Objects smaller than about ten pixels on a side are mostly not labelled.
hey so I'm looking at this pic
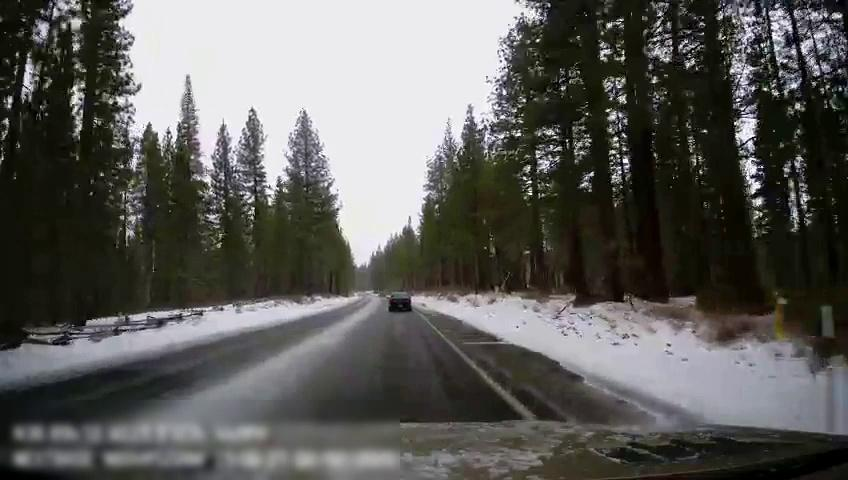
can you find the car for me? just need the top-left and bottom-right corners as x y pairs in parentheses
(387, 291), (412, 313)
